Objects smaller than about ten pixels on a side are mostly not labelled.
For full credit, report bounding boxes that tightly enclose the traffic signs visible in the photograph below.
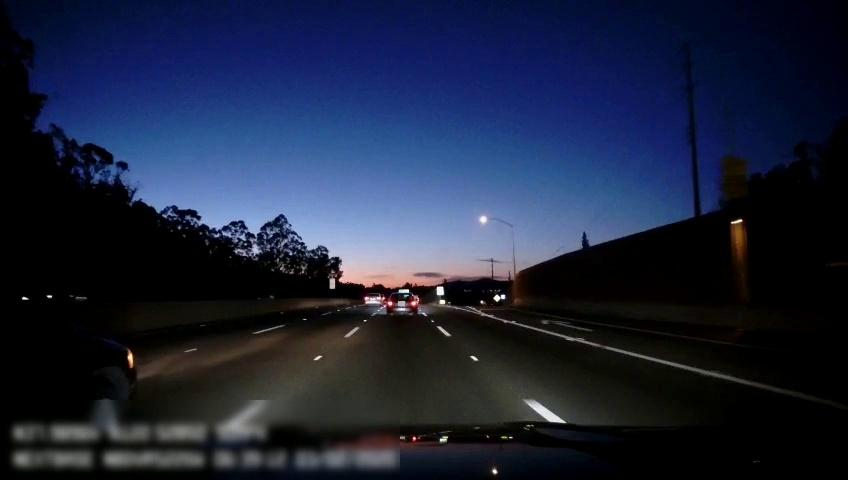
[329,275,336,289]
[722,156,749,198]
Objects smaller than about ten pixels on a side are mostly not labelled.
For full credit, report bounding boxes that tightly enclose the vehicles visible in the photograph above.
[20,286,87,305]
[257,294,275,301]
[384,292,418,317]
[0,293,137,438]
[364,293,383,307]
